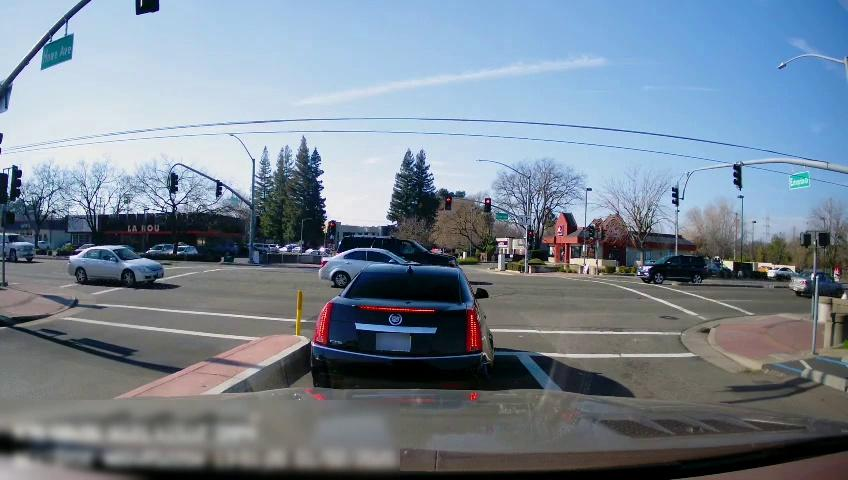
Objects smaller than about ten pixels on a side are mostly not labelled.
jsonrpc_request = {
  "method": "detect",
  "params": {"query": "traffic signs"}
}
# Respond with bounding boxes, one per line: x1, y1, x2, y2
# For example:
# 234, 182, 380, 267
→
496, 213, 508, 220
789, 171, 811, 189
40, 33, 75, 70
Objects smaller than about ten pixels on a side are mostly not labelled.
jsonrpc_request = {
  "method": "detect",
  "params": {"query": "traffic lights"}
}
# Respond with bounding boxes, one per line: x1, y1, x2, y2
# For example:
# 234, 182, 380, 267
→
484, 198, 491, 213
135, 0, 160, 16
170, 172, 179, 193
0, 173, 9, 205
799, 233, 813, 248
732, 163, 742, 189
329, 221, 336, 234
10, 164, 23, 201
670, 187, 679, 206
445, 196, 452, 211
3, 212, 16, 225
588, 226, 595, 239
600, 226, 606, 239
216, 180, 223, 197
815, 232, 830, 247
527, 230, 534, 243
0, 132, 5, 153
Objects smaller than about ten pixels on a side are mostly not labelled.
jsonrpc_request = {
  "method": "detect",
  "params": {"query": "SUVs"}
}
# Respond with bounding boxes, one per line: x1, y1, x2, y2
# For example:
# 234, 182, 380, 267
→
637, 256, 709, 285
336, 236, 457, 266
0, 233, 35, 263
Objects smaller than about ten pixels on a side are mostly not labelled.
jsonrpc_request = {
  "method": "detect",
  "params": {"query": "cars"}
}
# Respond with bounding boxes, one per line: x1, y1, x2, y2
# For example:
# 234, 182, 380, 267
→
791, 271, 844, 297
75, 244, 97, 254
170, 246, 198, 256
310, 263, 495, 391
67, 246, 163, 288
318, 248, 421, 289
145, 244, 177, 256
